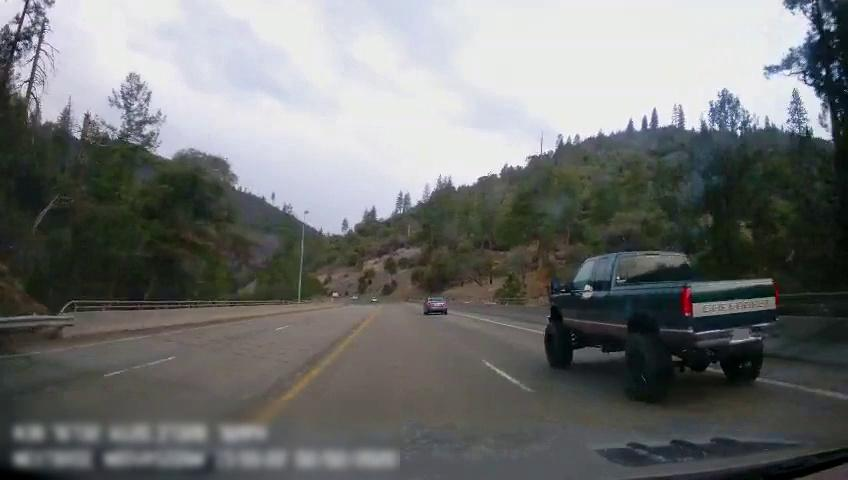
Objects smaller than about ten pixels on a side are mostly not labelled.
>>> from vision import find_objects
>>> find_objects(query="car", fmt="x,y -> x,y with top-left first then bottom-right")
422,296 -> 448,316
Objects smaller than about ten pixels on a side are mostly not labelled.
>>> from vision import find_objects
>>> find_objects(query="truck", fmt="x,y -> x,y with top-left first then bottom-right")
543,252 -> 779,402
